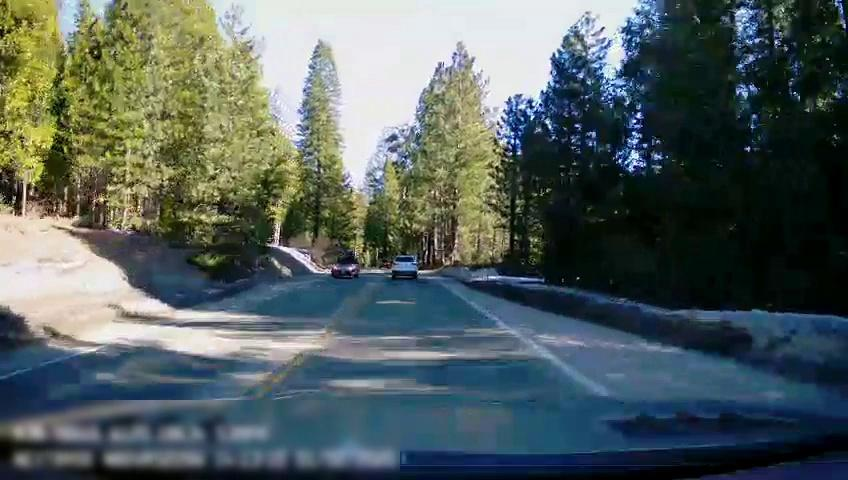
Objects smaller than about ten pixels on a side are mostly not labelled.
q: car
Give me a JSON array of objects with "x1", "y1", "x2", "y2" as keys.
[{"x1": 331, "y1": 256, "x2": 361, "y2": 279}]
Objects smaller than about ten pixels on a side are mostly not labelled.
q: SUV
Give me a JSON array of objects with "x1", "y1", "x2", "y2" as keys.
[{"x1": 390, "y1": 255, "x2": 419, "y2": 280}]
